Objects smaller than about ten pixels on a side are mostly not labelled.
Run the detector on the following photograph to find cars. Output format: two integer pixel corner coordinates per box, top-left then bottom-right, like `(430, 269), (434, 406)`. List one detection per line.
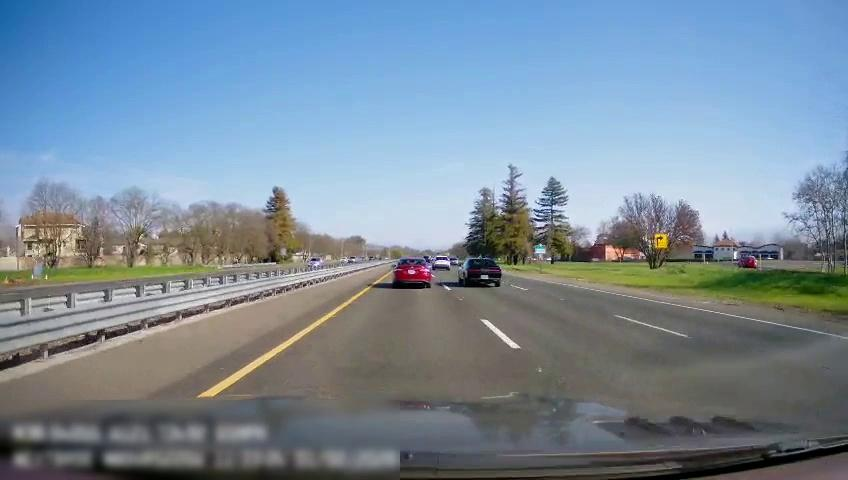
(456, 258), (502, 288)
(432, 255), (451, 271)
(392, 259), (433, 288)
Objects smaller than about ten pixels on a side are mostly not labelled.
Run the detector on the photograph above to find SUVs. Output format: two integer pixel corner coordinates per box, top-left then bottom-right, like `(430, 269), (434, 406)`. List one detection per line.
(308, 257), (327, 270)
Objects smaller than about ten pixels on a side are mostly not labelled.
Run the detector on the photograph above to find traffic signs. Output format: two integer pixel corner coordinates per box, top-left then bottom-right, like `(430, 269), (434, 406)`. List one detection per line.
(654, 234), (669, 249)
(533, 244), (547, 256)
